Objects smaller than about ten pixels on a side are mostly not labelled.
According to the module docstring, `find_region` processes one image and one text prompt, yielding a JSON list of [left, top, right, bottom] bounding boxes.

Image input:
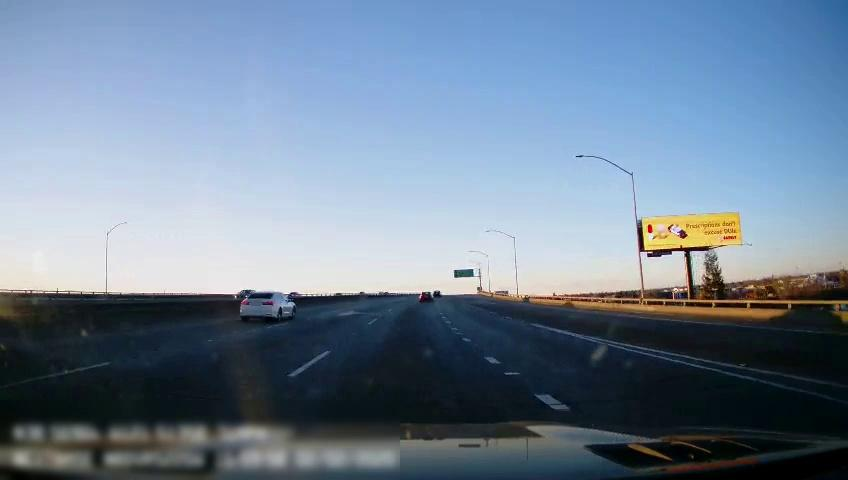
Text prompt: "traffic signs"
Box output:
[[454, 269, 474, 278]]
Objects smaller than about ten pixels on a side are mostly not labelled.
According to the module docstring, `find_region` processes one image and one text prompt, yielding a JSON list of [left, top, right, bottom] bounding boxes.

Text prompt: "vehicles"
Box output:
[[419, 292, 433, 303], [240, 291, 297, 323], [234, 288, 256, 300], [288, 292, 301, 298]]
